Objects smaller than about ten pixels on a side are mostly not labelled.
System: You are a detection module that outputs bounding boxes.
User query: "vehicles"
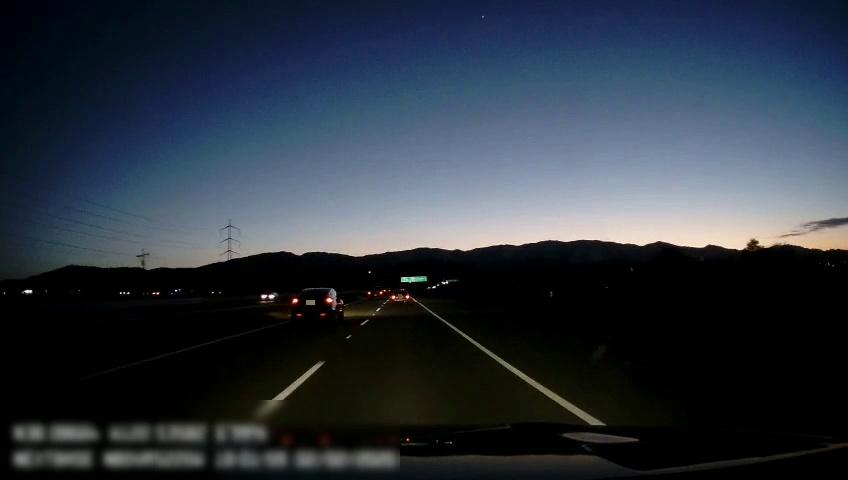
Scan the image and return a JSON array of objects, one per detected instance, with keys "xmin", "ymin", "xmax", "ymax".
[
  {"xmin": 258, "ymin": 291, "xmax": 279, "ymax": 303},
  {"xmin": 289, "ymin": 287, "xmax": 346, "ymax": 330},
  {"xmin": 370, "ymin": 284, "xmax": 388, "ymax": 299},
  {"xmin": 391, "ymin": 289, "xmax": 410, "ymax": 303}
]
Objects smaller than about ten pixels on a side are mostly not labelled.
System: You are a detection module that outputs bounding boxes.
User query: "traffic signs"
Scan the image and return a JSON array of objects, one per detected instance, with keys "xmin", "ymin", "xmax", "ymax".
[{"xmin": 401, "ymin": 276, "xmax": 427, "ymax": 283}]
